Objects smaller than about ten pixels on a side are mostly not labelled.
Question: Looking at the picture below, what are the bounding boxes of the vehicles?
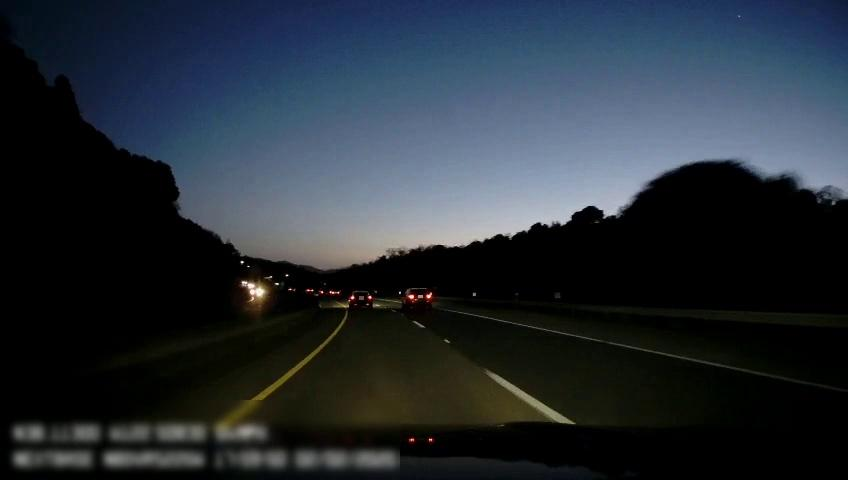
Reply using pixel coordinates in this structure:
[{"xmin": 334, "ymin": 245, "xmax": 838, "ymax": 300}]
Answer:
[
  {"xmin": 348, "ymin": 290, "xmax": 374, "ymax": 309},
  {"xmin": 402, "ymin": 287, "xmax": 432, "ymax": 310},
  {"xmin": 247, "ymin": 285, "xmax": 267, "ymax": 300}
]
